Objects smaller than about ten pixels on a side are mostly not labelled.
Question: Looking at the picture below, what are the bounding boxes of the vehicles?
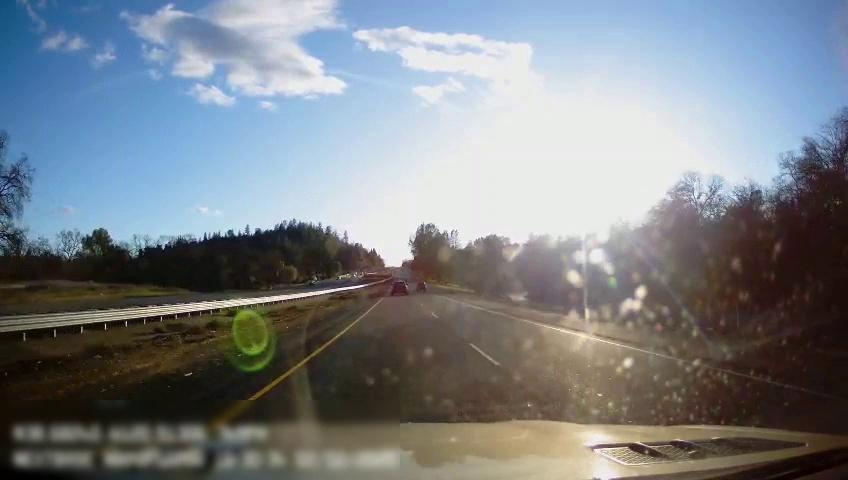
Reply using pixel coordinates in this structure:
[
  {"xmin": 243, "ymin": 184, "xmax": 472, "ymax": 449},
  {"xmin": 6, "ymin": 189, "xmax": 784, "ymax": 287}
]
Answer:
[
  {"xmin": 416, "ymin": 281, "xmax": 427, "ymax": 291},
  {"xmin": 390, "ymin": 280, "xmax": 408, "ymax": 296}
]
